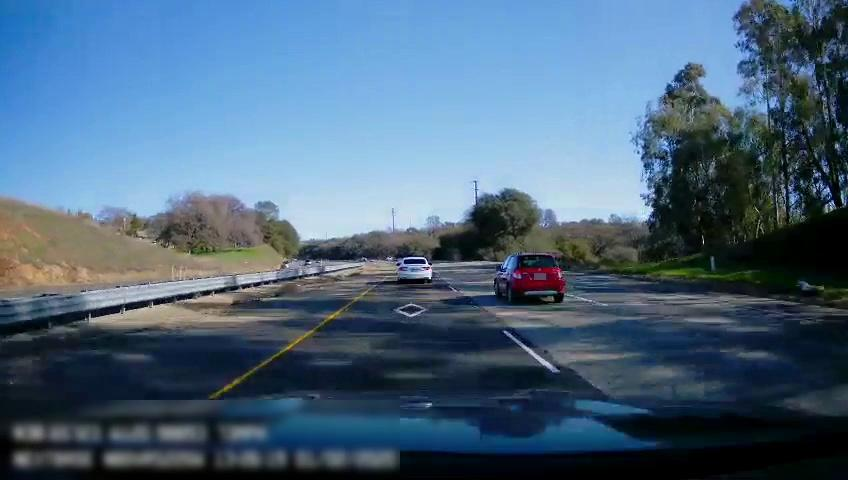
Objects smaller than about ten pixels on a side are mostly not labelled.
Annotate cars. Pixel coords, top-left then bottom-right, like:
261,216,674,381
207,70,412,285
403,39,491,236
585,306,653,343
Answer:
396,257,432,284
494,253,567,306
